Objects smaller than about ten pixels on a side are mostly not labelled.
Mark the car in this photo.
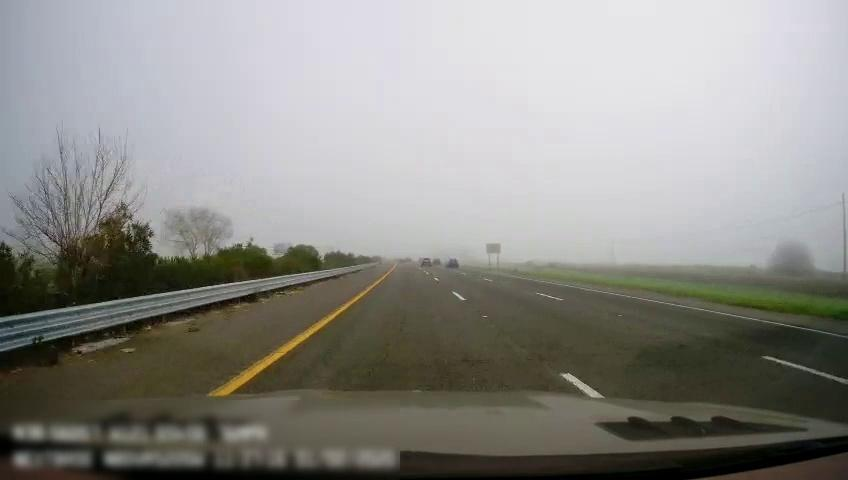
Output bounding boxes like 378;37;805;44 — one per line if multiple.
446;258;459;268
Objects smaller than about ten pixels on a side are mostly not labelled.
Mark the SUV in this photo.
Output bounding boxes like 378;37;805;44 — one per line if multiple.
419;257;432;266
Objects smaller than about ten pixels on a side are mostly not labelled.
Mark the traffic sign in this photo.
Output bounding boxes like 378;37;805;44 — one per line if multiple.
486;243;501;253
